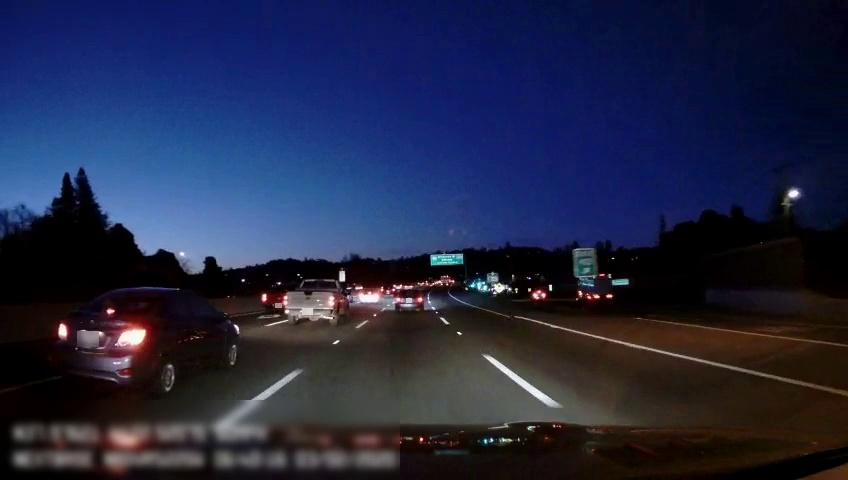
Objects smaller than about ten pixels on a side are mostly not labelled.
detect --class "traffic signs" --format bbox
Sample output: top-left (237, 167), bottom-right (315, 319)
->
top-left (339, 267), bottom-right (346, 282)
top-left (612, 279), bottom-right (630, 286)
top-left (494, 282), bottom-right (504, 293)
top-left (430, 254), bottom-right (464, 266)
top-left (572, 248), bottom-right (598, 276)
top-left (487, 272), bottom-right (499, 283)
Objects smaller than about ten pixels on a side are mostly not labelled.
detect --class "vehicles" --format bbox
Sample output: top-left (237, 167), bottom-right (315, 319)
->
top-left (262, 284), bottom-right (301, 313)
top-left (440, 275), bottom-right (449, 287)
top-left (577, 274), bottom-right (613, 305)
top-left (54, 286), bottom-right (240, 397)
top-left (284, 278), bottom-right (352, 326)
top-left (531, 290), bottom-right (546, 300)
top-left (395, 288), bottom-right (424, 312)
top-left (359, 289), bottom-right (381, 304)
top-left (381, 285), bottom-right (397, 297)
